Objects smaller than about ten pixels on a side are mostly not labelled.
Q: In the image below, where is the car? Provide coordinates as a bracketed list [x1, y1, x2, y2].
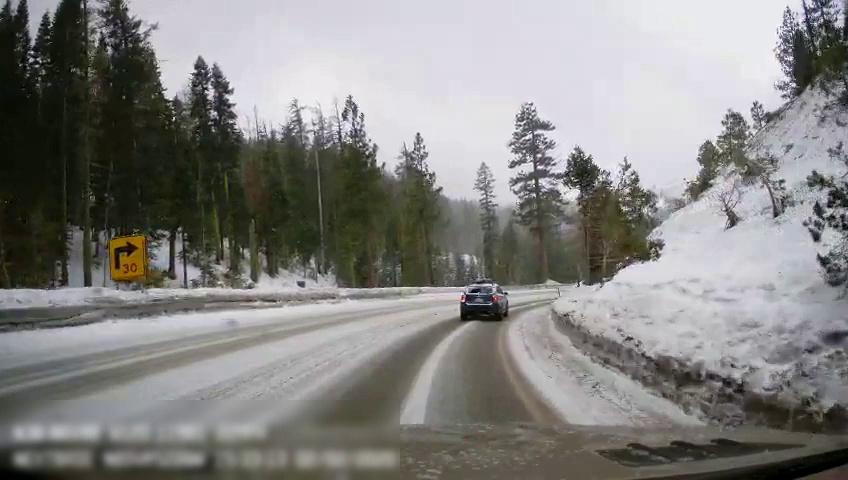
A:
[460, 279, 509, 322]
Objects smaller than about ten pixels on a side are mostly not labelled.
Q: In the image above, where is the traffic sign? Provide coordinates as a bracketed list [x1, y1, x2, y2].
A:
[107, 235, 147, 283]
